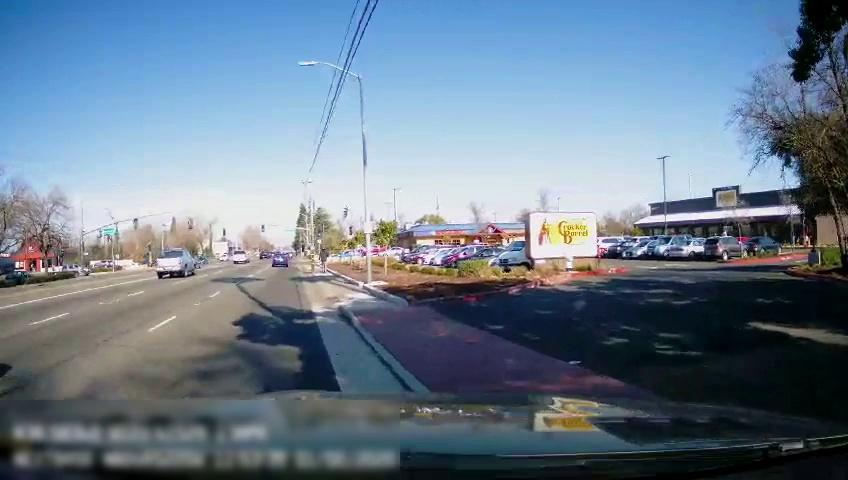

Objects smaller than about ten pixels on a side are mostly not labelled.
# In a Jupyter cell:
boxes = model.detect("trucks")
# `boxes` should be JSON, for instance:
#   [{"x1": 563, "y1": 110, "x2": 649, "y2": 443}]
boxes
[
  {"x1": 232, "y1": 250, "x2": 249, "y2": 265},
  {"x1": 154, "y1": 247, "x2": 198, "y2": 279}
]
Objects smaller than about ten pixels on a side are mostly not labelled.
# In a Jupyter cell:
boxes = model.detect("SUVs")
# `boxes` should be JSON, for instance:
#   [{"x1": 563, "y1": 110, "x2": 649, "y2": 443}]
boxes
[
  {"x1": 703, "y1": 236, "x2": 749, "y2": 261},
  {"x1": 643, "y1": 235, "x2": 698, "y2": 259},
  {"x1": 596, "y1": 236, "x2": 624, "y2": 249}
]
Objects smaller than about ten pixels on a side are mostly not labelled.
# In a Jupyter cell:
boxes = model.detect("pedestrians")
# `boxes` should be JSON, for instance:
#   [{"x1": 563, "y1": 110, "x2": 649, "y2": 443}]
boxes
[{"x1": 319, "y1": 248, "x2": 327, "y2": 274}]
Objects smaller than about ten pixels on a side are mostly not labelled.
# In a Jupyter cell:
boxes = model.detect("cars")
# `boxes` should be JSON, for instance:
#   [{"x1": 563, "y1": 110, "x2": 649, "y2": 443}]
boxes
[
  {"x1": 272, "y1": 252, "x2": 289, "y2": 268},
  {"x1": 630, "y1": 237, "x2": 658, "y2": 259},
  {"x1": 740, "y1": 236, "x2": 784, "y2": 253},
  {"x1": 259, "y1": 251, "x2": 270, "y2": 259},
  {"x1": 672, "y1": 239, "x2": 706, "y2": 260},
  {"x1": 607, "y1": 240, "x2": 644, "y2": 258}
]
